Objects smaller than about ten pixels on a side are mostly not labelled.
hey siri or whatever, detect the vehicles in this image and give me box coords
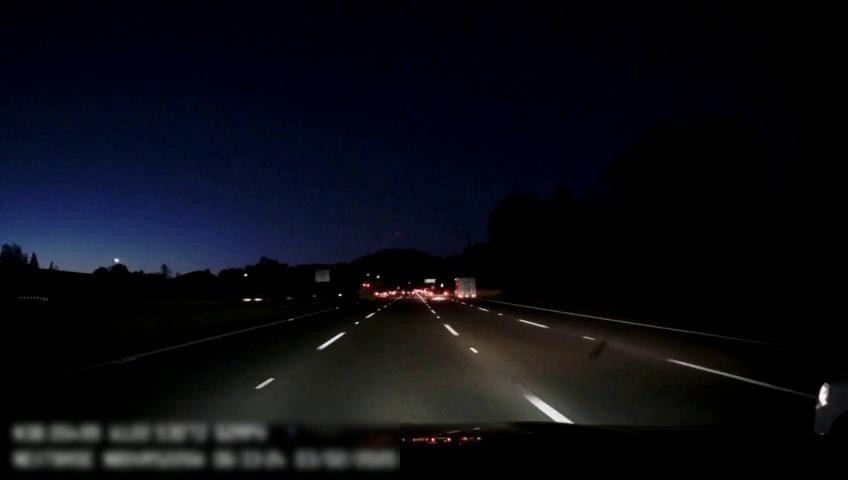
[374,287,389,301]
[241,292,271,305]
[454,277,476,301]
[815,375,848,442]
[428,288,448,303]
